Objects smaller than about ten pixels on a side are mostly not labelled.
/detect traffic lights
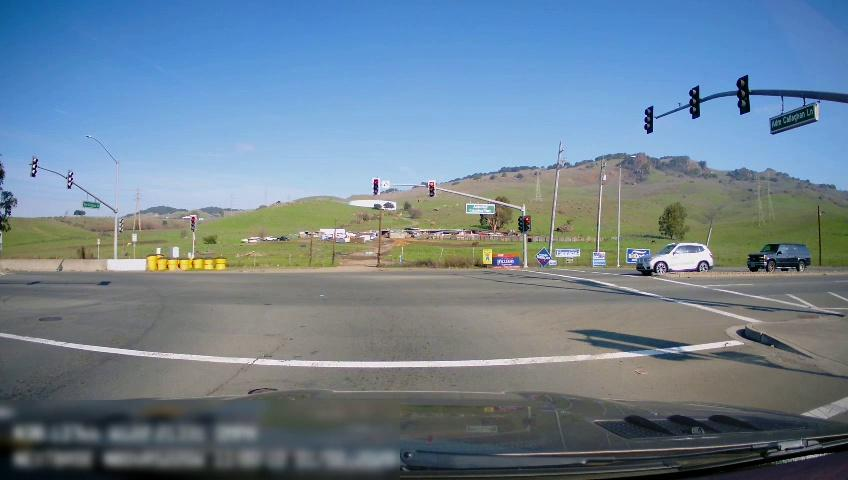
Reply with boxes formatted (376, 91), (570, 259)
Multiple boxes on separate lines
(517, 215), (525, 232)
(189, 214), (198, 232)
(523, 214), (533, 232)
(687, 84), (702, 120)
(426, 178), (437, 197)
(66, 168), (75, 190)
(735, 74), (751, 115)
(30, 156), (40, 178)
(372, 177), (381, 196)
(643, 104), (655, 135)
(116, 215), (125, 233)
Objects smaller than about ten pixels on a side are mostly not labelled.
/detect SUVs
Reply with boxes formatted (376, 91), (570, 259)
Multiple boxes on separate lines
(636, 242), (714, 276)
(745, 243), (811, 273)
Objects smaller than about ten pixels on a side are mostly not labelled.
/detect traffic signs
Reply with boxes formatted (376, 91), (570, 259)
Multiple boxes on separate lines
(464, 201), (497, 216)
(81, 199), (101, 209)
(768, 100), (821, 135)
